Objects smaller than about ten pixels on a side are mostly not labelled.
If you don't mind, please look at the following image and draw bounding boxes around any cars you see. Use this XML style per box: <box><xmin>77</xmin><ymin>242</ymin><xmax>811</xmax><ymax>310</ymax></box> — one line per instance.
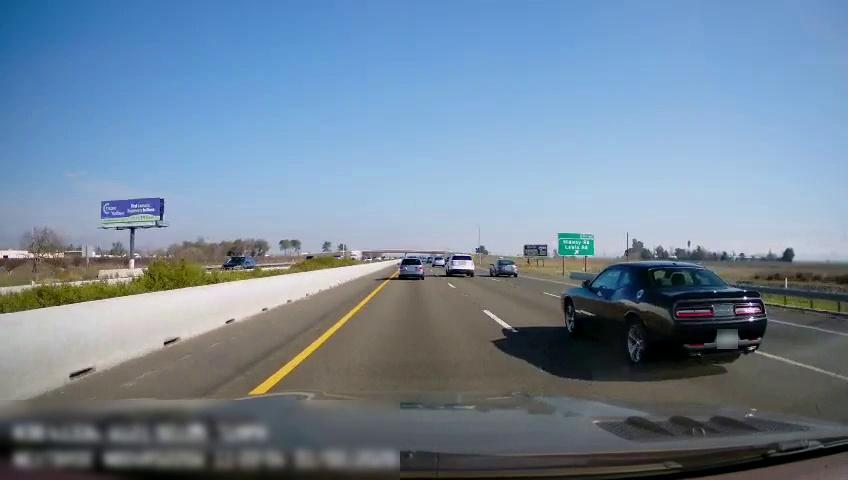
<box><xmin>489</xmin><ymin>258</ymin><xmax>518</xmax><ymax>278</ymax></box>
<box><xmin>558</xmin><ymin>260</ymin><xmax>769</xmax><ymax>373</ymax></box>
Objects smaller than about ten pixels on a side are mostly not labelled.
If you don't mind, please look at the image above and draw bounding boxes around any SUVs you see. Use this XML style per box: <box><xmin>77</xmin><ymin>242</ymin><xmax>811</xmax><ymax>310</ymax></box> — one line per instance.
<box><xmin>445</xmin><ymin>254</ymin><xmax>475</xmax><ymax>277</ymax></box>
<box><xmin>432</xmin><ymin>256</ymin><xmax>446</xmax><ymax>268</ymax></box>
<box><xmin>398</xmin><ymin>257</ymin><xmax>426</xmax><ymax>281</ymax></box>
<box><xmin>221</xmin><ymin>256</ymin><xmax>256</xmax><ymax>271</ymax></box>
